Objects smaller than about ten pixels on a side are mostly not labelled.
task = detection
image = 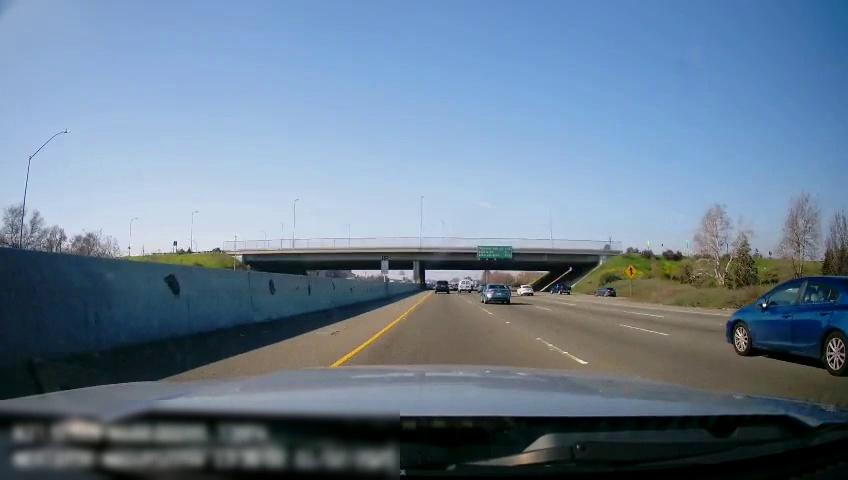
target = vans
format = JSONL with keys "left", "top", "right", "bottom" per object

{"left": 458, "top": 279, "right": 472, "bottom": 293}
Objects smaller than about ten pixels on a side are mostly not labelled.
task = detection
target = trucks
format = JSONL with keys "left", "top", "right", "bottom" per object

{"left": 550, "top": 283, "right": 572, "bottom": 295}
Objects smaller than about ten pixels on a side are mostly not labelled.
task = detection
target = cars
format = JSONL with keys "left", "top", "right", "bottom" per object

{"left": 725, "top": 274, "right": 848, "bottom": 377}
{"left": 599, "top": 287, "right": 617, "bottom": 297}
{"left": 517, "top": 285, "right": 534, "bottom": 296}
{"left": 479, "top": 283, "right": 511, "bottom": 304}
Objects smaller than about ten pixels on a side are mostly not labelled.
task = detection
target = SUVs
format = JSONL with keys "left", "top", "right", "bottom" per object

{"left": 434, "top": 279, "right": 450, "bottom": 294}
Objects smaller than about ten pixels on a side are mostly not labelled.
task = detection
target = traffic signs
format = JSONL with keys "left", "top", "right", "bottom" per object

{"left": 477, "top": 245, "right": 513, "bottom": 259}
{"left": 626, "top": 265, "right": 637, "bottom": 279}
